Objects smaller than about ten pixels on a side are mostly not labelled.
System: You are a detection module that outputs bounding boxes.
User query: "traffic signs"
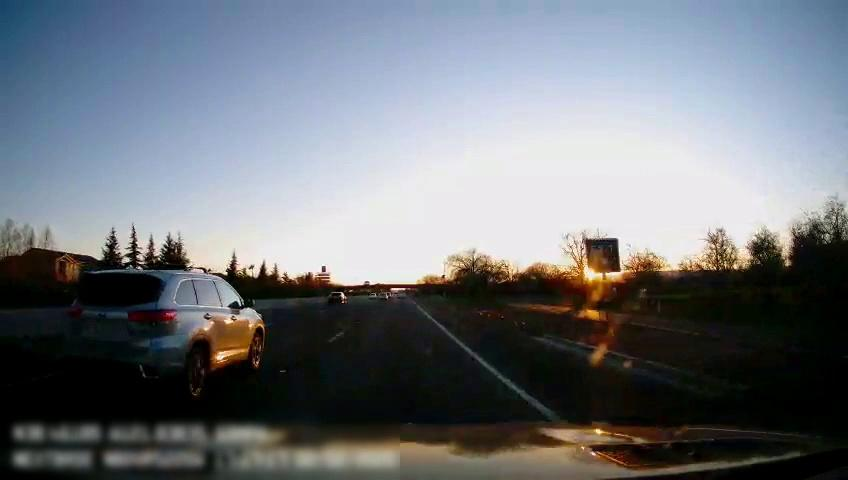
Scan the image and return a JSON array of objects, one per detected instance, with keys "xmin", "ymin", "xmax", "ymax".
[{"xmin": 585, "ymin": 238, "xmax": 621, "ymax": 273}]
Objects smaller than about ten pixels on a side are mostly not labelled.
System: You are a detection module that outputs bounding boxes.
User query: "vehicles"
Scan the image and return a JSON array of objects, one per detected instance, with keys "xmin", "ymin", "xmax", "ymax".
[
  {"xmin": 378, "ymin": 292, "xmax": 388, "ymax": 301},
  {"xmin": 328, "ymin": 291, "xmax": 348, "ymax": 305},
  {"xmin": 64, "ymin": 263, "xmax": 267, "ymax": 404}
]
